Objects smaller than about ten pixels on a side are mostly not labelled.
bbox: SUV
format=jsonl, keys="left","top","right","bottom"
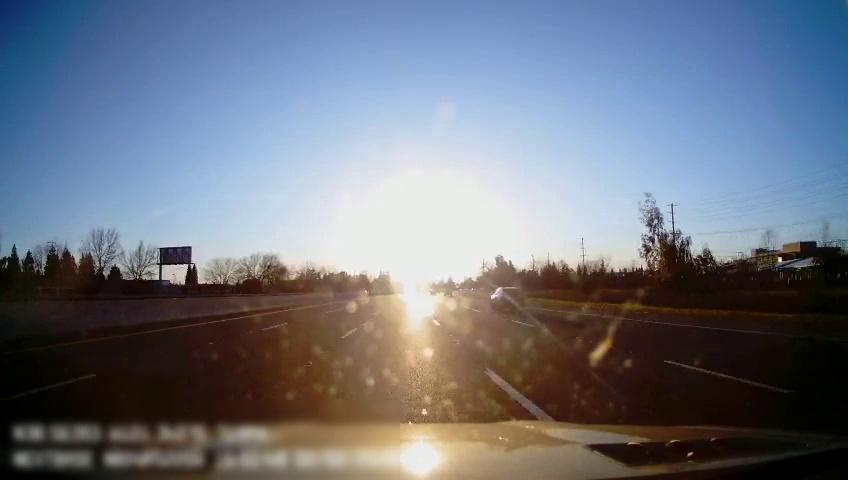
{"left": 489, "top": 286, "right": 524, "bottom": 312}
